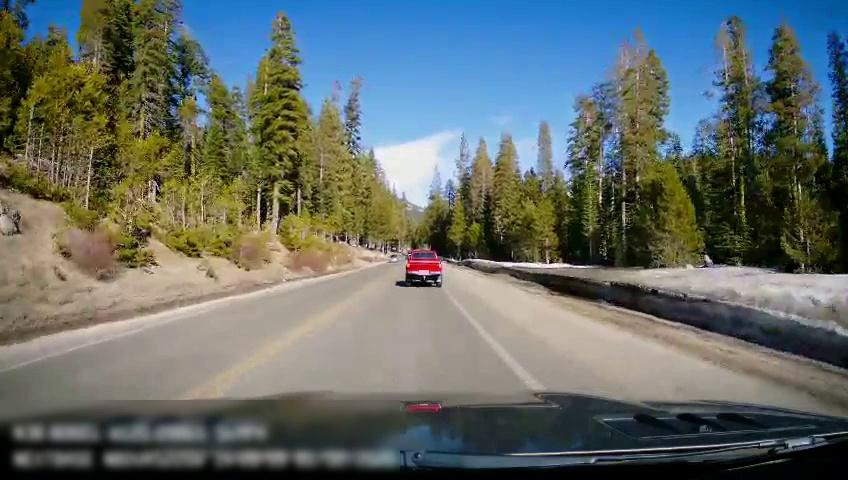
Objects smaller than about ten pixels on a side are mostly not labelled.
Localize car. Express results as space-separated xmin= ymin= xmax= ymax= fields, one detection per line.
xmin=388 ymin=254 xmax=400 ymax=263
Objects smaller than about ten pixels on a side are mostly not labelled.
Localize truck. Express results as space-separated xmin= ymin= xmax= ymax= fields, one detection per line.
xmin=405 ymin=249 xmax=443 ymax=288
